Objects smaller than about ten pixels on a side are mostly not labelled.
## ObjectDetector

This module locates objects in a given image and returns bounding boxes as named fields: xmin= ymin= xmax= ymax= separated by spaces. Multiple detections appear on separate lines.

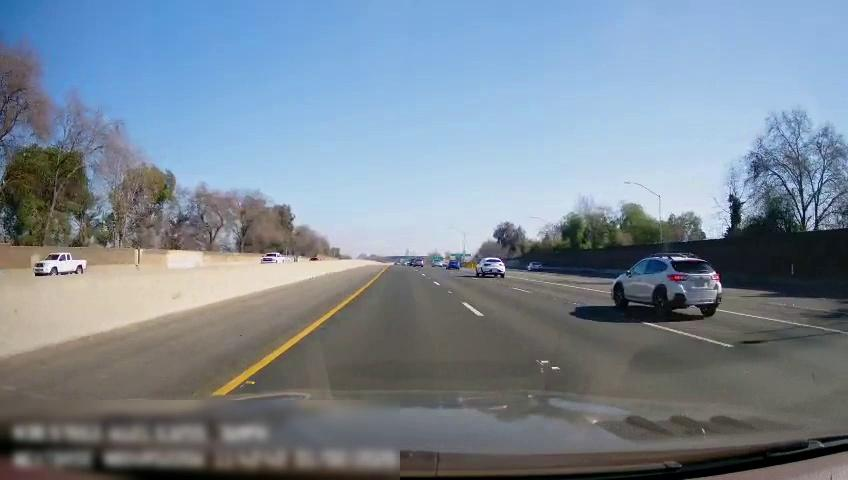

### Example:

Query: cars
xmin=446 ymin=261 xmax=460 ymax=270
xmin=528 ymin=262 xmax=543 ymax=272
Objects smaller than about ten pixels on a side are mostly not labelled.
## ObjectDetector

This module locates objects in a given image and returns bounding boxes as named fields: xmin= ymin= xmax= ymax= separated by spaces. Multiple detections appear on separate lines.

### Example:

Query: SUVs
xmin=612 ymin=253 xmax=722 ymax=320
xmin=475 ymin=257 xmax=506 ymax=278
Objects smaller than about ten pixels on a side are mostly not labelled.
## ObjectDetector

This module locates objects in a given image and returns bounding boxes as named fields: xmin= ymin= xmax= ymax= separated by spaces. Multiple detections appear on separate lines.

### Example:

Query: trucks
xmin=33 ymin=252 xmax=88 ymax=276
xmin=259 ymin=252 xmax=289 ymax=264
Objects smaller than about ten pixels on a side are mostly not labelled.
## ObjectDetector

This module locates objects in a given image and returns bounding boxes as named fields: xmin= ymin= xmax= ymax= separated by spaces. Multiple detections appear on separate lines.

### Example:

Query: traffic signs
xmin=450 ymin=253 xmax=472 ymax=257
xmin=432 ymin=256 xmax=444 ymax=261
